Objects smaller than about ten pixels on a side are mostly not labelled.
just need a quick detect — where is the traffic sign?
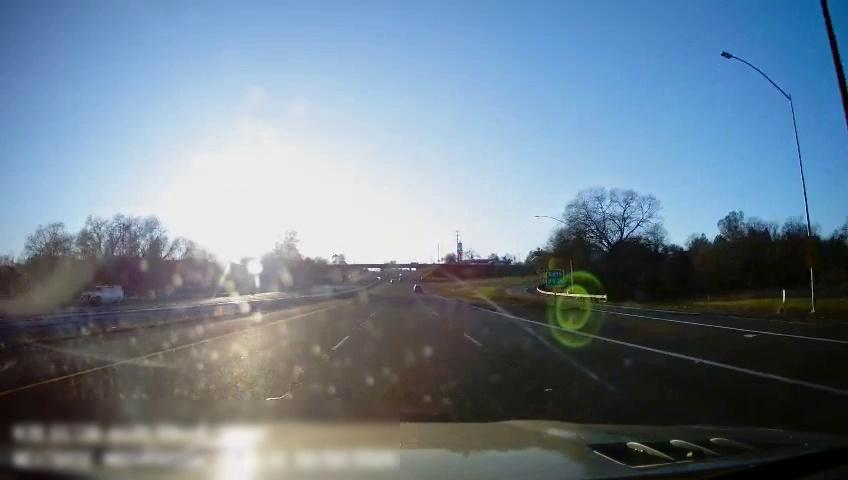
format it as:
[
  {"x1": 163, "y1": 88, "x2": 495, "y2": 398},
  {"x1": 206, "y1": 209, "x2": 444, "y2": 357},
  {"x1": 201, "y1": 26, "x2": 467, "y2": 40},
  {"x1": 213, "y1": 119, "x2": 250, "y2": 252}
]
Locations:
[{"x1": 546, "y1": 269, "x2": 564, "y2": 288}]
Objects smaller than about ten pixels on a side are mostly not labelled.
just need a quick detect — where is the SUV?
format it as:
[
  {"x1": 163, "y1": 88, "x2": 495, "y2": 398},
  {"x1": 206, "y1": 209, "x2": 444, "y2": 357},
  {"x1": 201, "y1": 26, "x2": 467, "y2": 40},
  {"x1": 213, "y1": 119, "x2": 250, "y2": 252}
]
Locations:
[{"x1": 80, "y1": 286, "x2": 124, "y2": 307}]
